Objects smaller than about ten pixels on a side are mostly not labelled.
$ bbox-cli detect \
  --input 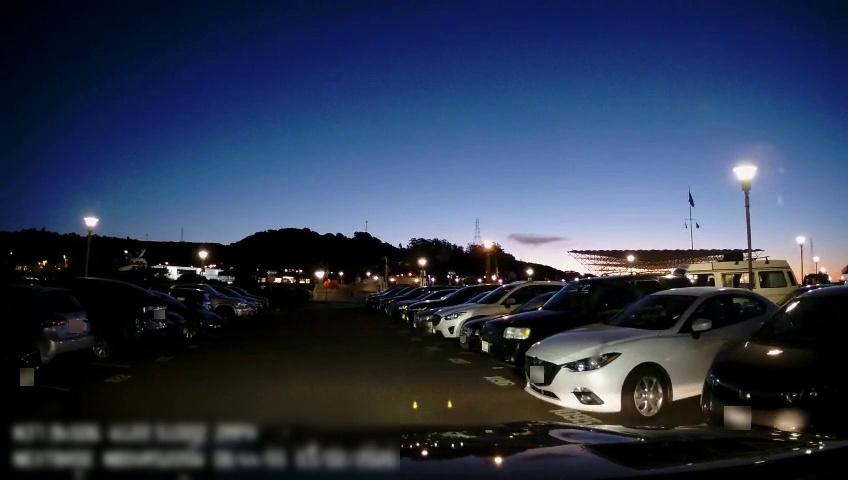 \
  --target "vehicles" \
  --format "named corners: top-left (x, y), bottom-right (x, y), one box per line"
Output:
top-left (671, 258), bottom-right (805, 308)
top-left (142, 287), bottom-right (223, 341)
top-left (34, 277), bottom-right (169, 362)
top-left (228, 284), bottom-right (270, 312)
top-left (0, 333), bottom-right (42, 391)
top-left (400, 284), bottom-right (502, 323)
top-left (478, 275), bottom-right (666, 366)
top-left (167, 282), bottom-right (254, 321)
top-left (698, 285), bottom-right (848, 438)
top-left (431, 280), bottom-right (569, 339)
top-left (0, 282), bottom-right (94, 372)
top-left (211, 285), bottom-right (265, 317)
top-left (524, 285), bottom-right (781, 421)
top-left (413, 290), bottom-right (493, 337)
top-left (154, 286), bottom-right (213, 316)
top-left (800, 272), bottom-right (831, 293)
top-left (459, 292), bottom-right (557, 350)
